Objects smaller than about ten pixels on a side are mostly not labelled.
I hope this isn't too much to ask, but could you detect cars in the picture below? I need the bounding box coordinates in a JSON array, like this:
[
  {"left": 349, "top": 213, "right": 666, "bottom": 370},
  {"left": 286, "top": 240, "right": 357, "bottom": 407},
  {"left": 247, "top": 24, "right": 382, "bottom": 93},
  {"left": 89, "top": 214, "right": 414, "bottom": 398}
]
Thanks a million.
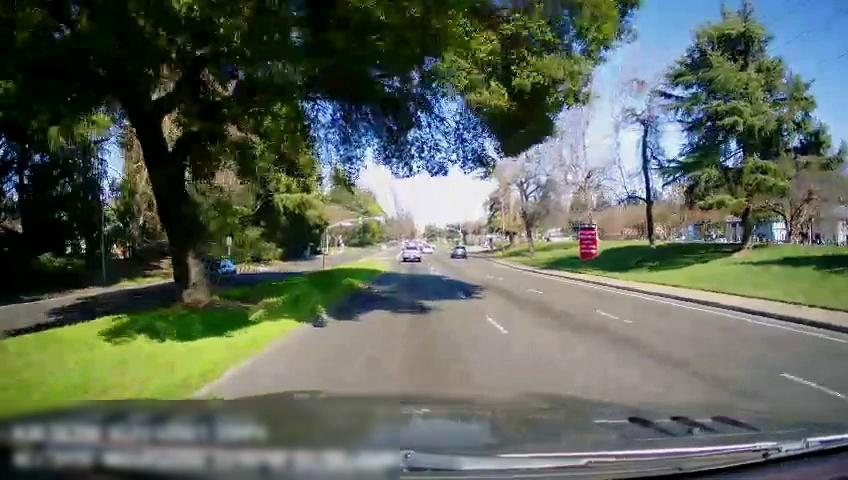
[
  {"left": 209, "top": 255, "right": 237, "bottom": 285},
  {"left": 450, "top": 245, "right": 467, "bottom": 259}
]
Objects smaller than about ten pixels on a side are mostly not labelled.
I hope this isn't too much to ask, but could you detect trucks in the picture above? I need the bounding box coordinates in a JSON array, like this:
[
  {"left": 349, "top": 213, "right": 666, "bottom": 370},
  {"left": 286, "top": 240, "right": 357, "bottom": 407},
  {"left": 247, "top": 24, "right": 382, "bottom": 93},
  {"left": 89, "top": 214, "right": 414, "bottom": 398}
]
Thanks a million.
[{"left": 400, "top": 245, "right": 422, "bottom": 263}]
